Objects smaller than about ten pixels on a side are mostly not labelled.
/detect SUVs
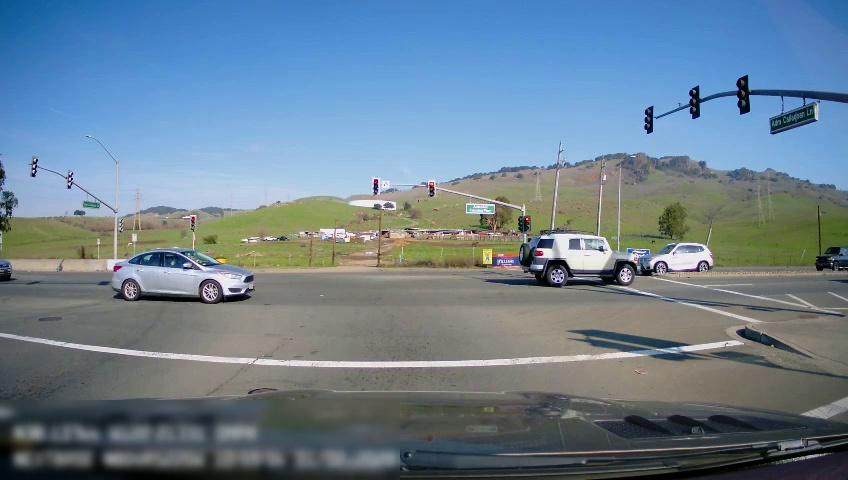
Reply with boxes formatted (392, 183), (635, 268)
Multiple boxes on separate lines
(519, 227), (643, 287)
(636, 241), (714, 276)
(0, 257), (15, 281)
(814, 245), (848, 273)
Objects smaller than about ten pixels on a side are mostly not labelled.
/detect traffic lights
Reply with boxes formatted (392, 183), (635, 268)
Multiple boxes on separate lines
(735, 74), (751, 115)
(189, 214), (198, 232)
(117, 215), (125, 233)
(66, 169), (75, 190)
(30, 156), (40, 178)
(426, 178), (437, 197)
(516, 215), (525, 232)
(643, 104), (655, 135)
(523, 214), (532, 232)
(372, 177), (381, 196)
(687, 84), (702, 120)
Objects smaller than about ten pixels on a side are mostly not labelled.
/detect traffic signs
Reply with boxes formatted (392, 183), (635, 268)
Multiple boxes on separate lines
(464, 201), (497, 216)
(768, 100), (821, 135)
(82, 199), (101, 209)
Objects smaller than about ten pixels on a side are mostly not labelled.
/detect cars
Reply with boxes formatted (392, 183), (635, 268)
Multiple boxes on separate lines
(110, 247), (257, 304)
